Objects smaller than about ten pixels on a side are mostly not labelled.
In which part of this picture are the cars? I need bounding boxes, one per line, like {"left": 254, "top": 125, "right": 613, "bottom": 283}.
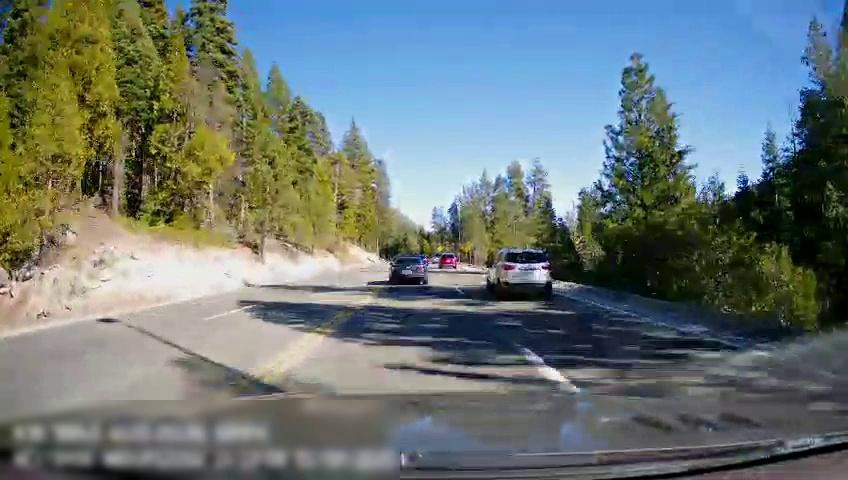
{"left": 389, "top": 256, "right": 428, "bottom": 284}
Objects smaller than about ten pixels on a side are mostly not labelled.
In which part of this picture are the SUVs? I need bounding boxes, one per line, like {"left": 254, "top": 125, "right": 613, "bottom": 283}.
{"left": 483, "top": 247, "right": 552, "bottom": 300}
{"left": 438, "top": 252, "right": 457, "bottom": 269}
